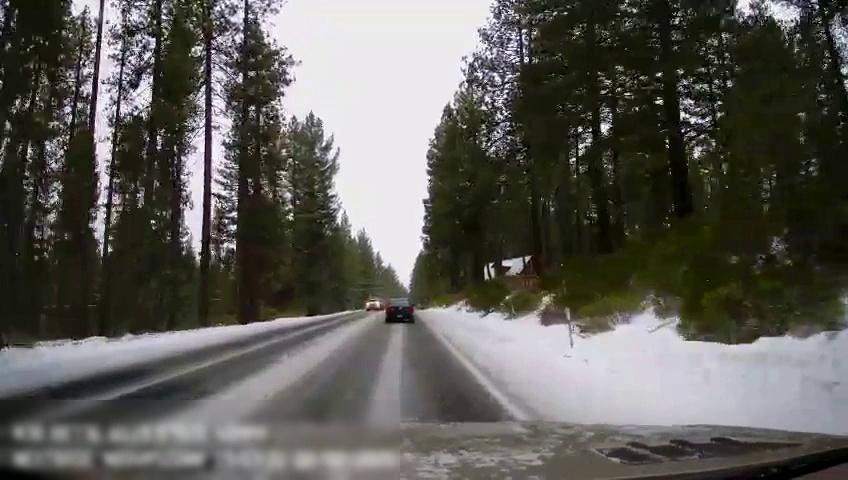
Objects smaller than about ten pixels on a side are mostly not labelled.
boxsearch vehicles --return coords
[365,298,381,313]
[384,297,415,323]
